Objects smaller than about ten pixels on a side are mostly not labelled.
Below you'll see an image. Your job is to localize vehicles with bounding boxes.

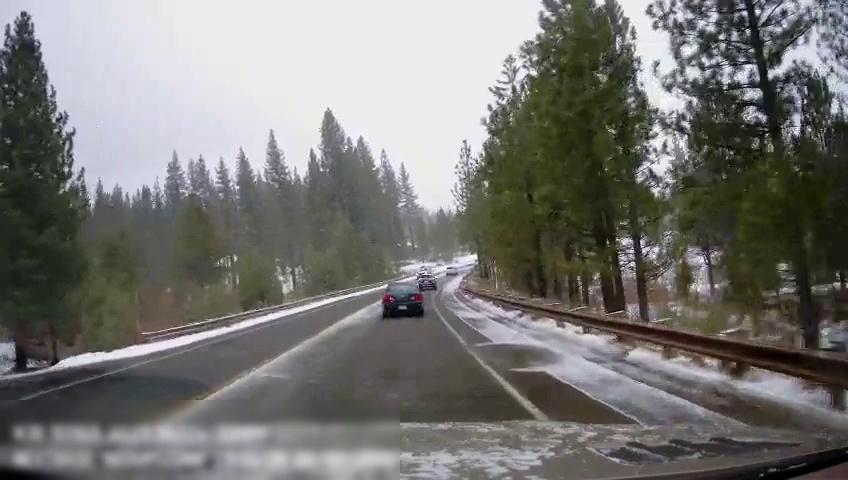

[416,264,432,280]
[382,284,426,319]
[445,265,458,277]
[416,273,437,291]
